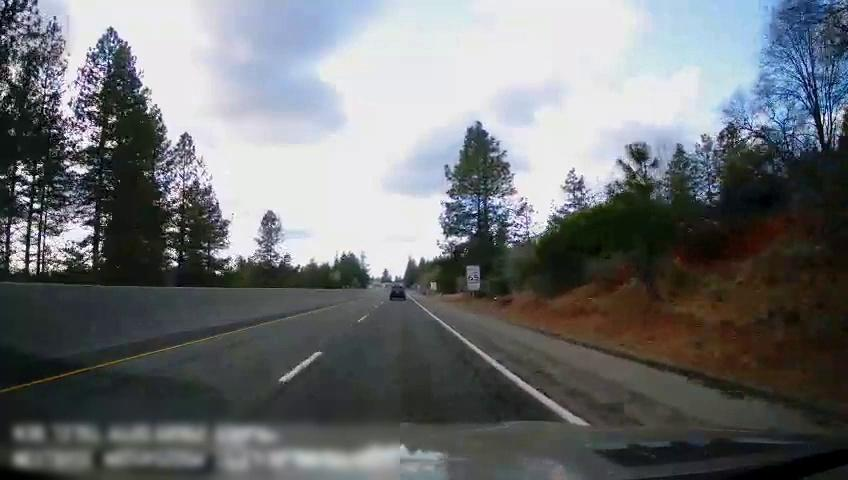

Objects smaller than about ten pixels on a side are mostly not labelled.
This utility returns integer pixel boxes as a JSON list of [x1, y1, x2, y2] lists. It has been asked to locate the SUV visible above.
[[389, 284, 407, 301]]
